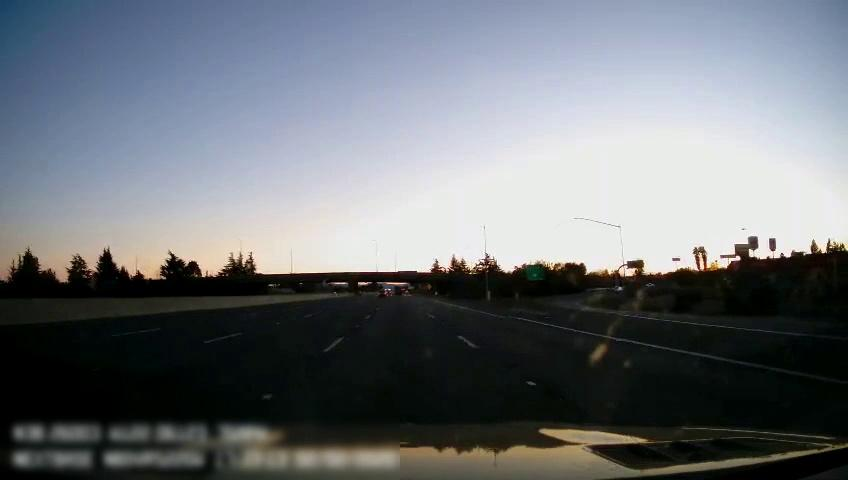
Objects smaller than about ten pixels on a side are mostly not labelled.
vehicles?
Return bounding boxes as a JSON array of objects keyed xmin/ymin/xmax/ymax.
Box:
[{"xmin": 611, "ymin": 286, "xmax": 623, "ymax": 292}]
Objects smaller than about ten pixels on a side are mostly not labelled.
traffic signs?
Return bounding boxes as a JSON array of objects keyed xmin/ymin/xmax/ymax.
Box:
[
  {"xmin": 527, "ymin": 266, "xmax": 544, "ymax": 281},
  {"xmin": 398, "ymin": 271, "xmax": 417, "ymax": 280}
]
